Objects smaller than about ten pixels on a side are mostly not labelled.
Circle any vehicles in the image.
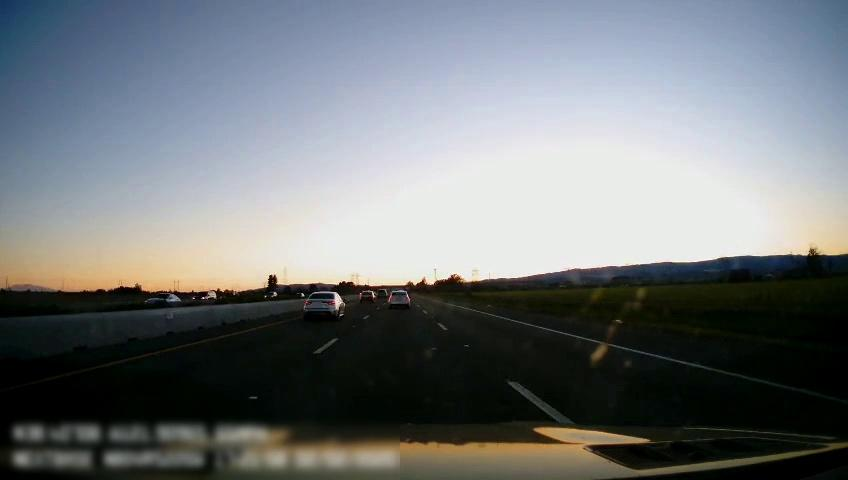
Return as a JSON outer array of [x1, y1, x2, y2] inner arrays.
[[192, 289, 217, 301], [387, 290, 411, 307], [146, 292, 182, 303], [302, 291, 346, 321], [377, 289, 388, 299], [264, 290, 278, 299], [359, 290, 376, 304]]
